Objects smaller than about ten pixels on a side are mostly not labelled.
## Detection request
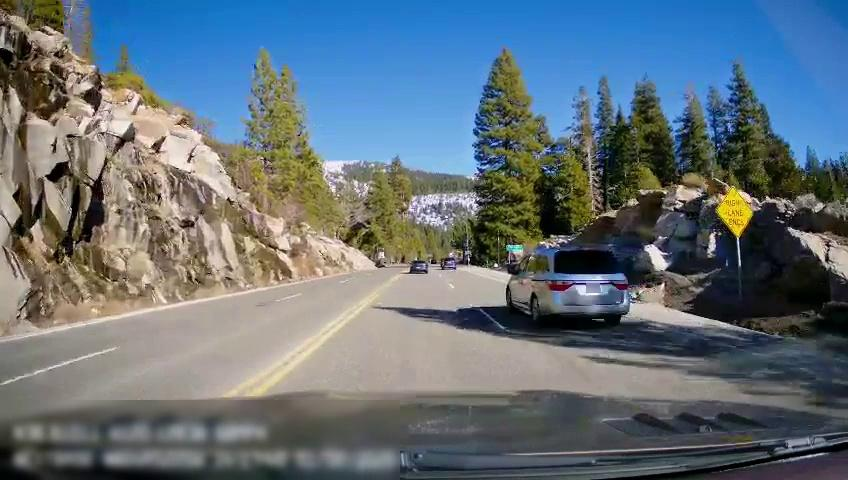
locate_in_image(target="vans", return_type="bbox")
[504,246,632,329]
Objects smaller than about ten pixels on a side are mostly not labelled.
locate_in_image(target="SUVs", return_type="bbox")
[441,257,457,271]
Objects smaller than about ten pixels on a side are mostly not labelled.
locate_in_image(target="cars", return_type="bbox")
[409,260,428,275]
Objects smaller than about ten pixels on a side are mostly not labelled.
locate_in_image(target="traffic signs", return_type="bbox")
[506,244,525,251]
[714,186,753,237]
